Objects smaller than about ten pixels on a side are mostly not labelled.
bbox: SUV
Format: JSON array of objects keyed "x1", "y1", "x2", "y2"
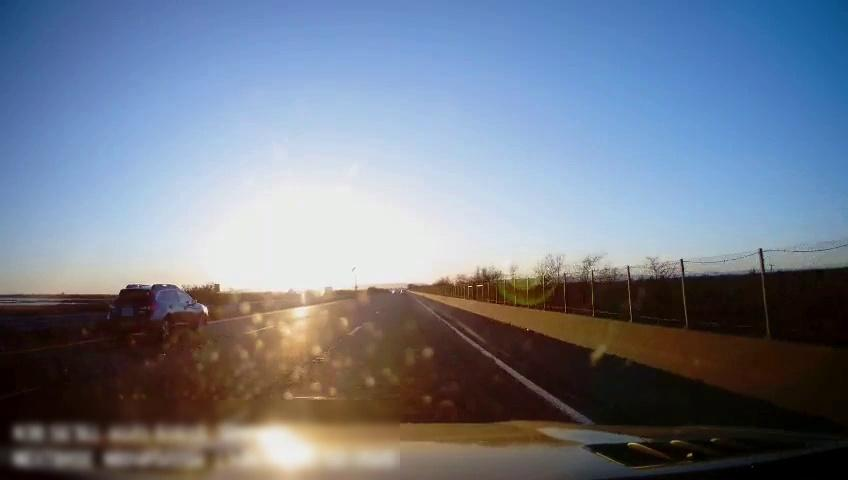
[{"x1": 108, "y1": 284, "x2": 209, "y2": 342}]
